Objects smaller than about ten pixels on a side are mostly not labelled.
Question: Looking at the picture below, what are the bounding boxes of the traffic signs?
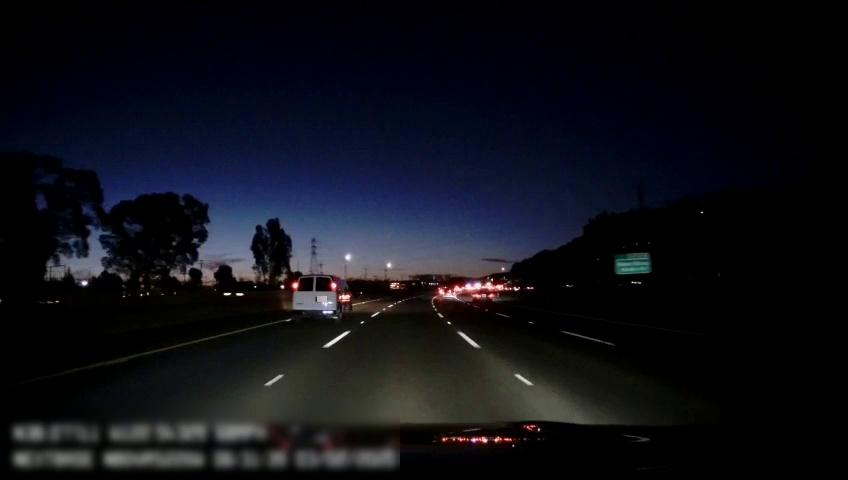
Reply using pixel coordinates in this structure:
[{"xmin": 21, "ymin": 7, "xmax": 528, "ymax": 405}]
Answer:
[{"xmin": 614, "ymin": 250, "xmax": 650, "ymax": 276}]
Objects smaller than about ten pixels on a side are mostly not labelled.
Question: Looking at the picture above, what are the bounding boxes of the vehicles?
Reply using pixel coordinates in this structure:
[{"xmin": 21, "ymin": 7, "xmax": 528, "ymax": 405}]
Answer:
[
  {"xmin": 472, "ymin": 287, "xmax": 494, "ymax": 303},
  {"xmin": 442, "ymin": 291, "xmax": 458, "ymax": 302},
  {"xmin": 223, "ymin": 288, "xmax": 245, "ymax": 298},
  {"xmin": 291, "ymin": 273, "xmax": 353, "ymax": 321}
]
